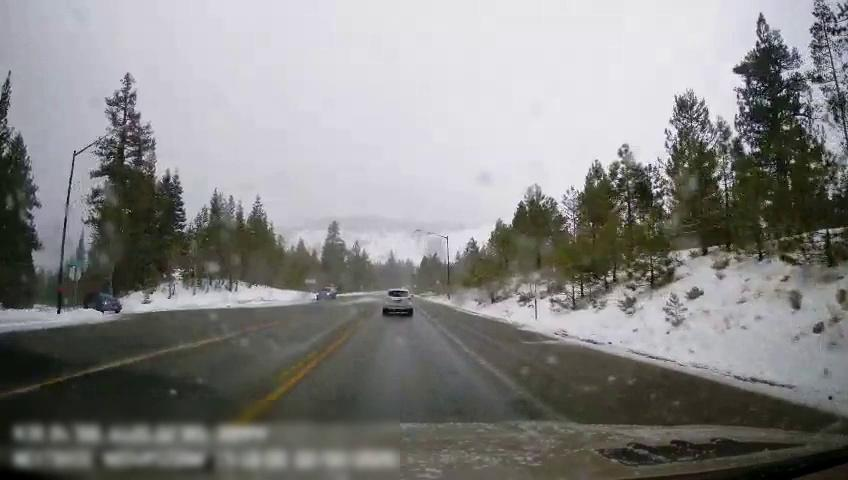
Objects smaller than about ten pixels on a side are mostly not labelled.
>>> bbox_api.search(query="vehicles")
[382,288,414,316]
[317,286,338,301]
[82,290,122,314]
